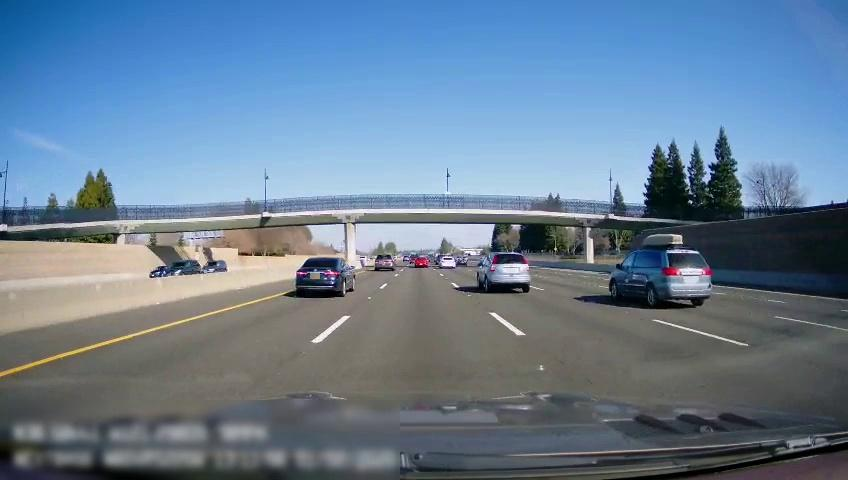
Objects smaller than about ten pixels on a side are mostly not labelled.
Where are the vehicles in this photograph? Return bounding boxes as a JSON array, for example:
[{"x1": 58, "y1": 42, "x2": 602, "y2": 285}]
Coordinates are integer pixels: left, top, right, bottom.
[
  {"x1": 414, "y1": 256, "x2": 429, "y2": 268},
  {"x1": 438, "y1": 256, "x2": 456, "y2": 269},
  {"x1": 408, "y1": 254, "x2": 419, "y2": 265},
  {"x1": 166, "y1": 259, "x2": 205, "y2": 277},
  {"x1": 454, "y1": 258, "x2": 468, "y2": 268},
  {"x1": 294, "y1": 256, "x2": 357, "y2": 298},
  {"x1": 149, "y1": 265, "x2": 174, "y2": 279},
  {"x1": 476, "y1": 251, "x2": 532, "y2": 293},
  {"x1": 607, "y1": 233, "x2": 714, "y2": 310},
  {"x1": 435, "y1": 254, "x2": 446, "y2": 266},
  {"x1": 200, "y1": 259, "x2": 228, "y2": 275},
  {"x1": 374, "y1": 253, "x2": 396, "y2": 272}
]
